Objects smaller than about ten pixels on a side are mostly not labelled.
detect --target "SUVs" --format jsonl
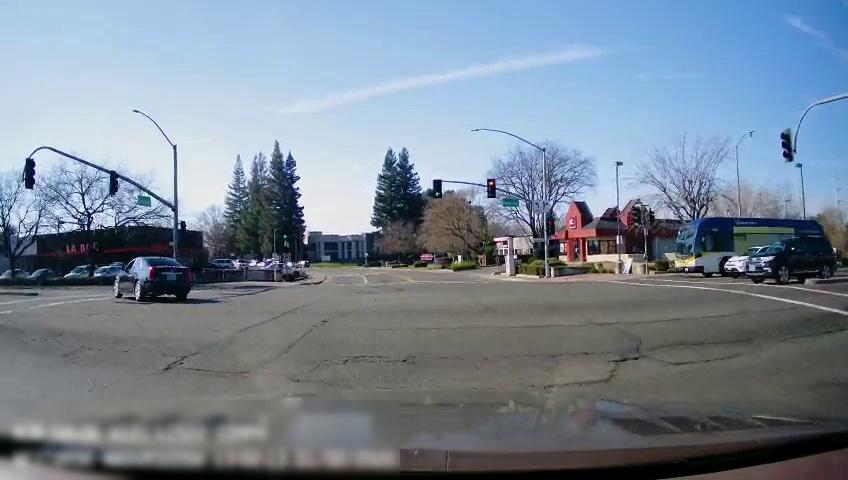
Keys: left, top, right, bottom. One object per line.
{"left": 746, "top": 238, "right": 839, "bottom": 285}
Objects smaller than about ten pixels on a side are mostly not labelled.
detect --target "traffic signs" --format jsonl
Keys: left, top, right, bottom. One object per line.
{"left": 534, "top": 199, "right": 549, "bottom": 212}
{"left": 503, "top": 198, "right": 519, "bottom": 207}
{"left": 136, "top": 195, "right": 152, "bottom": 207}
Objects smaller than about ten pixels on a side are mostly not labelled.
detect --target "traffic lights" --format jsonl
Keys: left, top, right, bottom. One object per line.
{"left": 24, "top": 158, "right": 36, "bottom": 191}
{"left": 547, "top": 221, "right": 555, "bottom": 235}
{"left": 632, "top": 207, "right": 641, "bottom": 224}
{"left": 780, "top": 128, "right": 793, "bottom": 162}
{"left": 109, "top": 171, "right": 119, "bottom": 195}
{"left": 487, "top": 178, "right": 496, "bottom": 198}
{"left": 646, "top": 207, "right": 654, "bottom": 224}
{"left": 281, "top": 226, "right": 290, "bottom": 240}
{"left": 180, "top": 220, "right": 186, "bottom": 232}
{"left": 433, "top": 179, "right": 442, "bottom": 198}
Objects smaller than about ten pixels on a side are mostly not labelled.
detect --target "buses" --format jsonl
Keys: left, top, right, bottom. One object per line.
{"left": 671, "top": 217, "right": 826, "bottom": 278}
